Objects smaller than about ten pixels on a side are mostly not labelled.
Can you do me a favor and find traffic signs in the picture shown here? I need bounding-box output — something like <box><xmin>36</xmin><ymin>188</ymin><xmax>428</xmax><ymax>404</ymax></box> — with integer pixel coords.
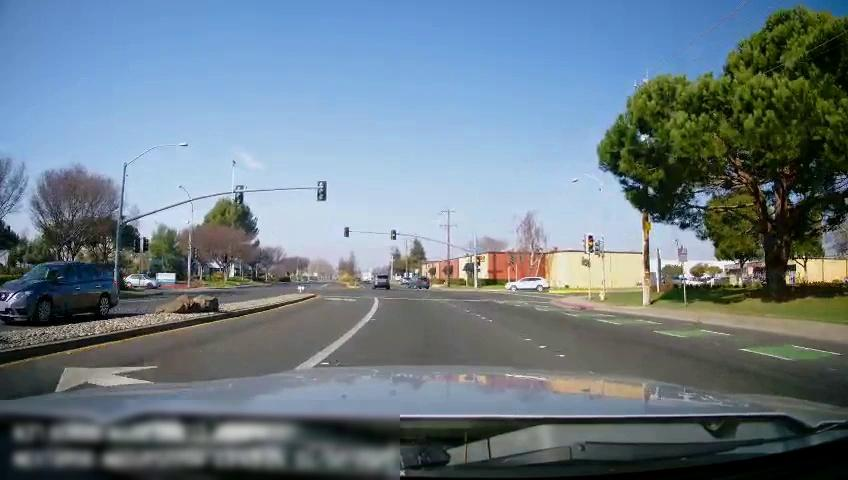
<box><xmin>678</xmin><ymin>247</ymin><xmax>688</xmax><ymax>262</ymax></box>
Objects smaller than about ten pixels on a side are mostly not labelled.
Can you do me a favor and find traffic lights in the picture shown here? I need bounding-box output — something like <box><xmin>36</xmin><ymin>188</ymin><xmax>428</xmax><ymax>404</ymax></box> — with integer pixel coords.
<box><xmin>594</xmin><ymin>240</ymin><xmax>601</xmax><ymax>256</ymax></box>
<box><xmin>317</xmin><ymin>180</ymin><xmax>327</xmax><ymax>202</ymax></box>
<box><xmin>193</xmin><ymin>248</ymin><xmax>200</xmax><ymax>260</ymax></box>
<box><xmin>587</xmin><ymin>235</ymin><xmax>594</xmax><ymax>254</ymax></box>
<box><xmin>235</xmin><ymin>184</ymin><xmax>244</xmax><ymax>203</ymax></box>
<box><xmin>344</xmin><ymin>227</ymin><xmax>350</xmax><ymax>238</ymax></box>
<box><xmin>391</xmin><ymin>230</ymin><xmax>397</xmax><ymax>241</ymax></box>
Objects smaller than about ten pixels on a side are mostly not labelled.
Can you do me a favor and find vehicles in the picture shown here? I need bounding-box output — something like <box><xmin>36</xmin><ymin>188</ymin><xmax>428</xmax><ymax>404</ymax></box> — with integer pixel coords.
<box><xmin>362</xmin><ymin>271</ymin><xmax>371</xmax><ymax>284</ymax></box>
<box><xmin>406</xmin><ymin>275</ymin><xmax>430</xmax><ymax>289</ymax></box>
<box><xmin>507</xmin><ymin>276</ymin><xmax>549</xmax><ymax>292</ymax></box>
<box><xmin>0</xmin><ymin>261</ymin><xmax>119</xmax><ymax>327</ymax></box>
<box><xmin>372</xmin><ymin>274</ymin><xmax>391</xmax><ymax>290</ymax></box>
<box><xmin>122</xmin><ymin>274</ymin><xmax>161</xmax><ymax>289</ymax></box>
<box><xmin>400</xmin><ymin>277</ymin><xmax>412</xmax><ymax>285</ymax></box>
